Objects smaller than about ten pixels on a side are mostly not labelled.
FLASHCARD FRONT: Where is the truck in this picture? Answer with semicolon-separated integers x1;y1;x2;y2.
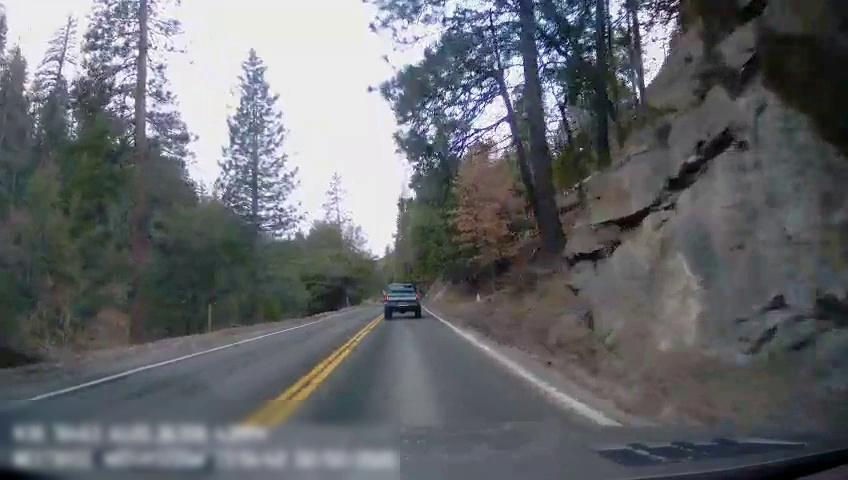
383;283;421;320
